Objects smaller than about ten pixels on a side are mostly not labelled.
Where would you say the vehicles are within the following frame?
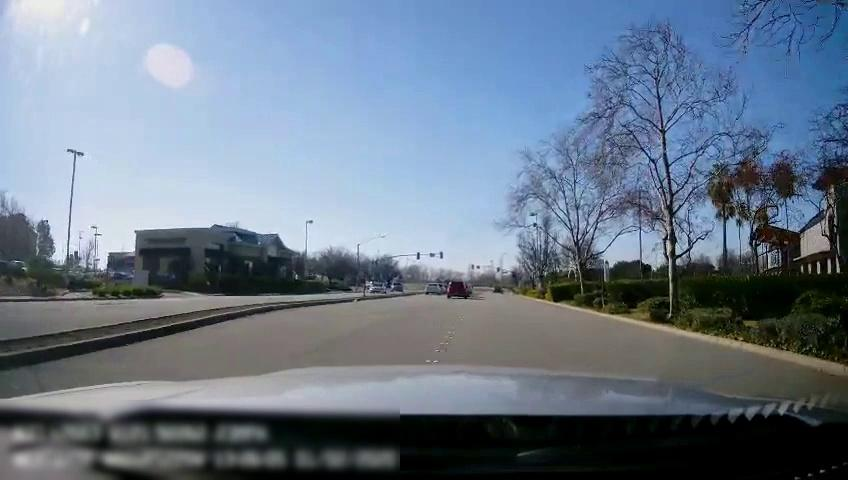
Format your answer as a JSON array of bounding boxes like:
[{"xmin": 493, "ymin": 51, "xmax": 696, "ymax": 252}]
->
[
  {"xmin": 390, "ymin": 282, "xmax": 403, "ymax": 293},
  {"xmin": 425, "ymin": 283, "xmax": 441, "ymax": 296},
  {"xmin": 447, "ymin": 281, "xmax": 469, "ymax": 299},
  {"xmin": 438, "ymin": 283, "xmax": 447, "ymax": 294},
  {"xmin": 369, "ymin": 283, "xmax": 388, "ymax": 295}
]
